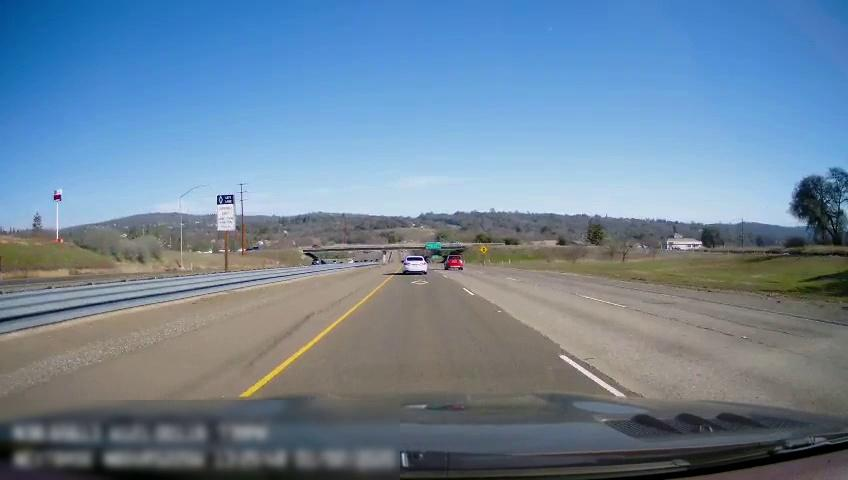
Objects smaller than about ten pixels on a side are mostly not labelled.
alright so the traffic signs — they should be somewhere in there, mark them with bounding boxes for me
[478,244,489,254]
[216,195,238,233]
[425,242,443,250]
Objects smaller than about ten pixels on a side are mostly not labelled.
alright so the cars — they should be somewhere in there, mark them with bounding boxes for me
[400,256,428,275]
[444,256,463,271]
